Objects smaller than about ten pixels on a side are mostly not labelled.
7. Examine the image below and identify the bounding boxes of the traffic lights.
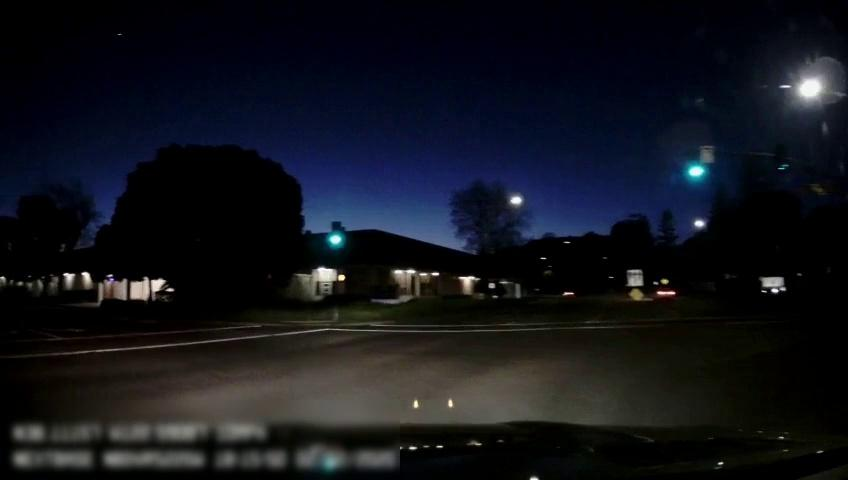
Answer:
[331,222,342,244]
[690,153,699,175]
[779,150,788,171]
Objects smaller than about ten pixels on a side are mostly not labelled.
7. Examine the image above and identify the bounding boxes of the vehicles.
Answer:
[655,284,676,298]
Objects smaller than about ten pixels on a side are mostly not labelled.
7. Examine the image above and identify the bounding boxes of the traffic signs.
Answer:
[699,144,715,163]
[626,269,644,287]
[628,288,644,302]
